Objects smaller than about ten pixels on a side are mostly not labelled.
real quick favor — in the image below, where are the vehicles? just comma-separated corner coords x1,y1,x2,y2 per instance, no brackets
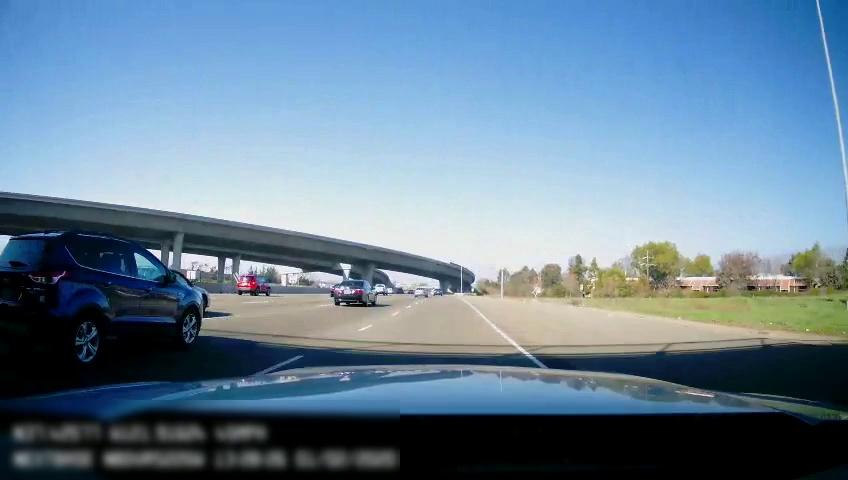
236,273,273,297
0,232,205,367
432,287,443,297
333,278,377,307
414,286,429,298
374,283,389,297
